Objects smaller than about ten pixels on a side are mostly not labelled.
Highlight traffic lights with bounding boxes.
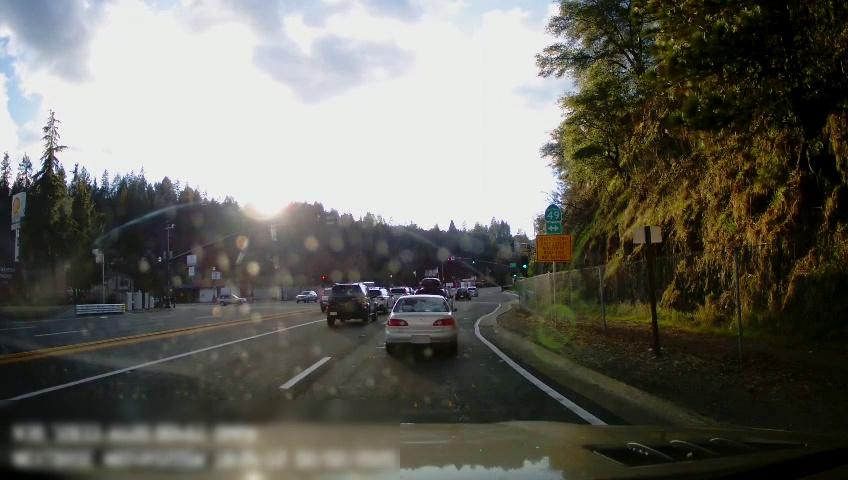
[520,255,530,273]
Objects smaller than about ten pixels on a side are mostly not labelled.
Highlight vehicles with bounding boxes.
[469,286,479,297]
[369,286,395,314]
[365,281,376,288]
[390,286,411,295]
[384,294,459,356]
[216,290,246,306]
[415,277,454,310]
[326,283,378,328]
[454,287,473,302]
[296,290,319,303]
[320,287,332,313]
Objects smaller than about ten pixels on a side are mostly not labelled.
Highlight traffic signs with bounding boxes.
[544,203,562,221]
[543,221,562,235]
[535,234,573,262]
